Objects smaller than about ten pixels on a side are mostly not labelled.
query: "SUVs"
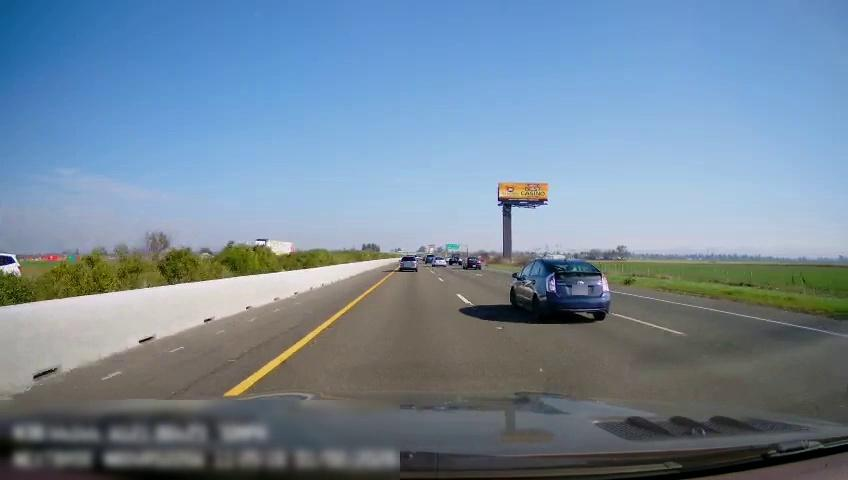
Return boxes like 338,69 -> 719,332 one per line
0,253 -> 22,277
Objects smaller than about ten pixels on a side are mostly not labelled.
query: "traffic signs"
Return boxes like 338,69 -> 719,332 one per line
447,243 -> 461,250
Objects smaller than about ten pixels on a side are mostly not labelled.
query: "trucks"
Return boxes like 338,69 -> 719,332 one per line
254,238 -> 296,256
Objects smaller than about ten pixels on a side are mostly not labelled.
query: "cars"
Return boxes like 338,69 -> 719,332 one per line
448,254 -> 463,265
461,256 -> 482,270
432,255 -> 447,267
398,255 -> 419,273
509,258 -> 612,322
